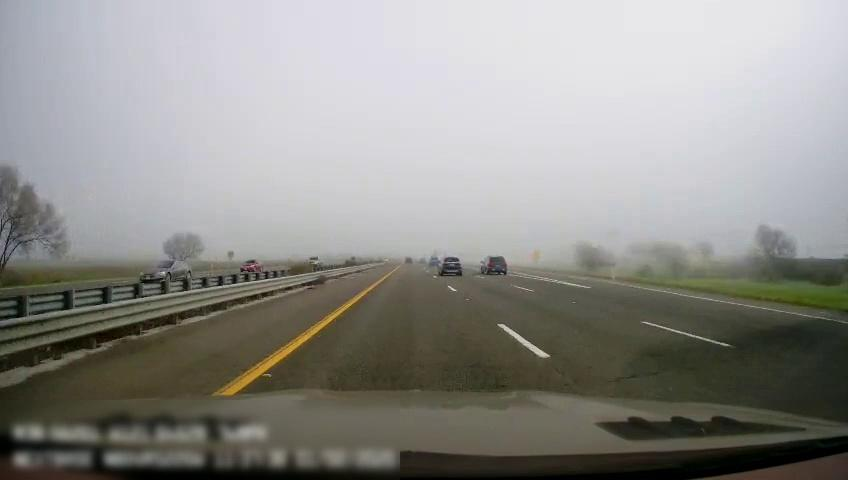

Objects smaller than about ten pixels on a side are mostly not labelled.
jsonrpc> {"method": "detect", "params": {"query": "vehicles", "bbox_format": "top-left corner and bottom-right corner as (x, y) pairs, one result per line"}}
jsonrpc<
(139, 259), (193, 284)
(438, 256), (463, 277)
(307, 256), (323, 267)
(239, 259), (265, 273)
(428, 256), (441, 267)
(434, 250), (447, 262)
(480, 255), (508, 276)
